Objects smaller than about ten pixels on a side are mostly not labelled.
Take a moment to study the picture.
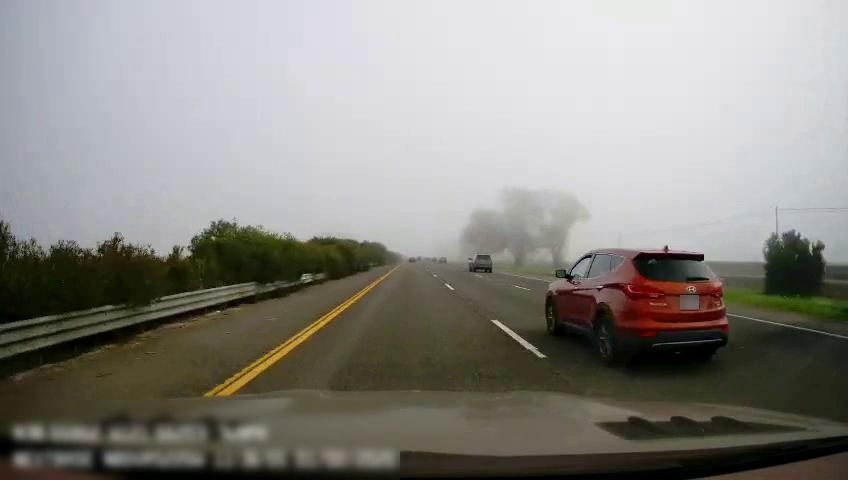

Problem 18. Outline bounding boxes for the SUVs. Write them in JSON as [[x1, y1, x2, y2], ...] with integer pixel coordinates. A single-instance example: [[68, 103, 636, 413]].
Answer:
[[468, 253, 493, 273], [543, 247, 731, 367]]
